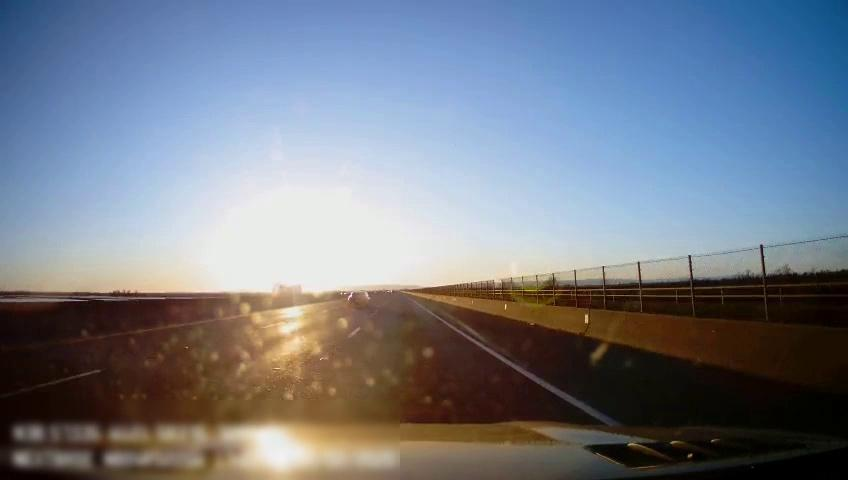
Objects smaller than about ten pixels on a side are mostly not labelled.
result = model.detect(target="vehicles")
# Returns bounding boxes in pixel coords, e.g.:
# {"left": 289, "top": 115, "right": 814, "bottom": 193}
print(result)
{"left": 347, "top": 290, "right": 372, "bottom": 309}
{"left": 272, "top": 285, "right": 302, "bottom": 298}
